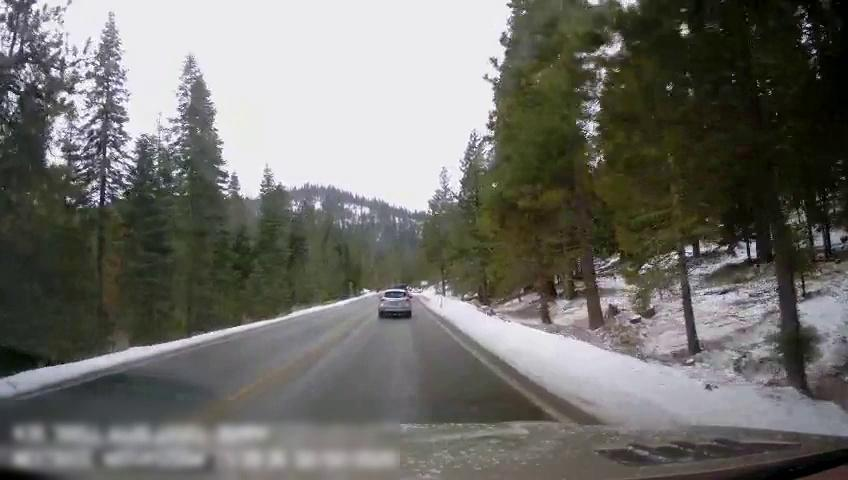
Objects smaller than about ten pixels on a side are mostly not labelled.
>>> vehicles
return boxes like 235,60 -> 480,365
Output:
379,289 -> 413,317
391,284 -> 409,295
